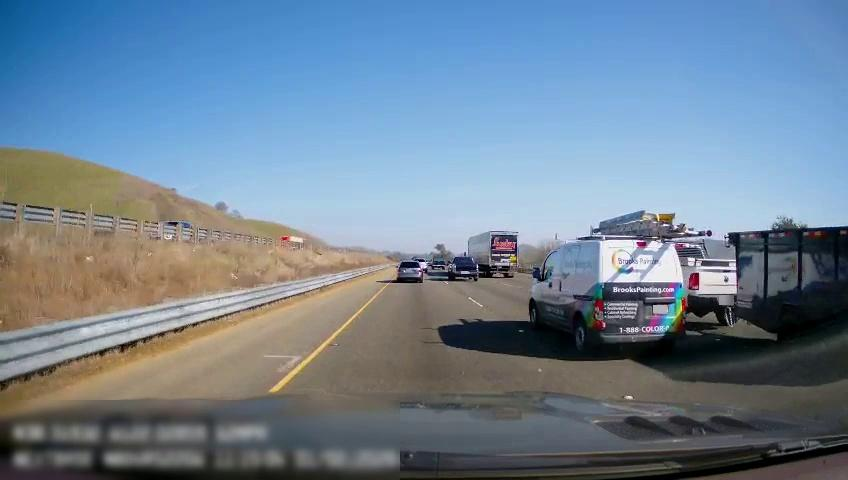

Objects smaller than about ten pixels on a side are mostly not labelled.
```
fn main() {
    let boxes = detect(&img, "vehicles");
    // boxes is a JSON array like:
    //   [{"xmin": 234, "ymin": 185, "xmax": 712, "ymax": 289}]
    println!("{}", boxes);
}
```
[
  {"xmin": 527, "ymin": 208, "xmax": 714, "ymax": 354},
  {"xmin": 661, "ymin": 238, "xmax": 741, "ymax": 328},
  {"xmin": 414, "ymin": 257, "xmax": 428, "ymax": 273},
  {"xmin": 278, "ymin": 235, "xmax": 304, "ymax": 249},
  {"xmin": 148, "ymin": 220, "xmax": 194, "ymax": 241},
  {"xmin": 727, "ymin": 226, "xmax": 848, "ymax": 356},
  {"xmin": 431, "ymin": 256, "xmax": 446, "ymax": 270},
  {"xmin": 463, "ymin": 229, "xmax": 521, "ymax": 279},
  {"xmin": 446, "ymin": 255, "xmax": 480, "ymax": 282},
  {"xmin": 395, "ymin": 259, "xmax": 424, "ymax": 284}
]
